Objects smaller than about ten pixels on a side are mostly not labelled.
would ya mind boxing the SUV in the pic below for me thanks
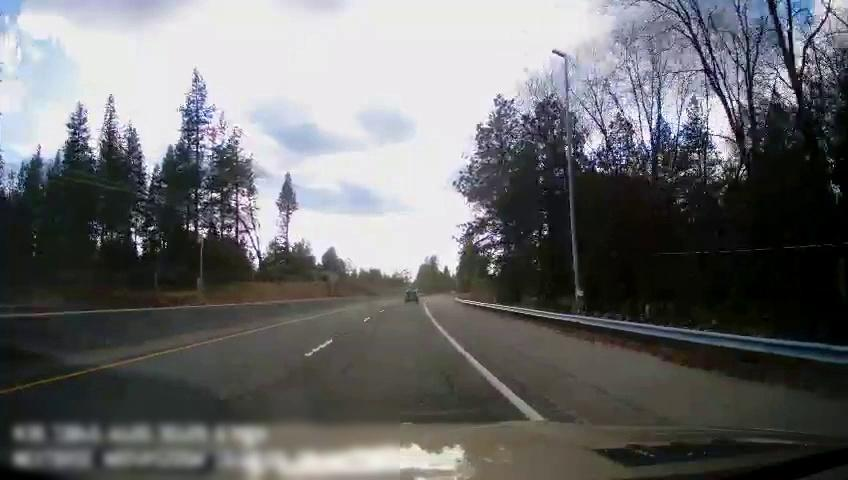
[403,289,420,304]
